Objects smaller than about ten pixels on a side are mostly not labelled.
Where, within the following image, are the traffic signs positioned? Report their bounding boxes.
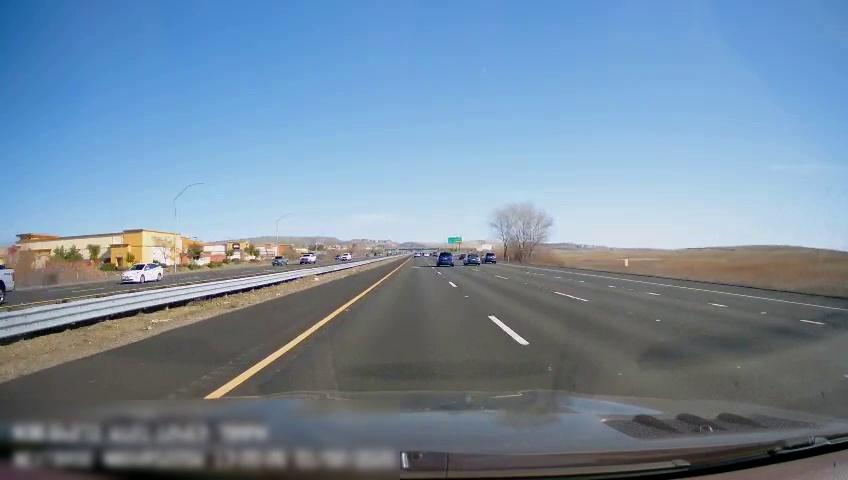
[447,235,463,244]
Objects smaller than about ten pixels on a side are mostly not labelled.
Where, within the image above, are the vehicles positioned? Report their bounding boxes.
[0,268,17,306]
[437,252,454,268]
[342,252,351,261]
[464,253,481,266]
[119,262,163,285]
[481,252,497,264]
[299,254,316,265]
[271,255,289,267]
